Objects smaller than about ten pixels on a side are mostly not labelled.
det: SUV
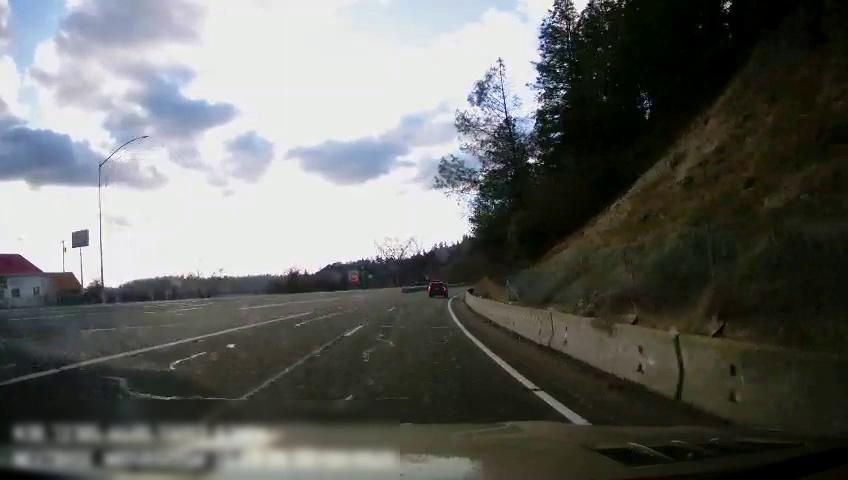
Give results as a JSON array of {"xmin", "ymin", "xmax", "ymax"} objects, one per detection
[{"xmin": 428, "ymin": 281, "xmax": 448, "ymax": 298}]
